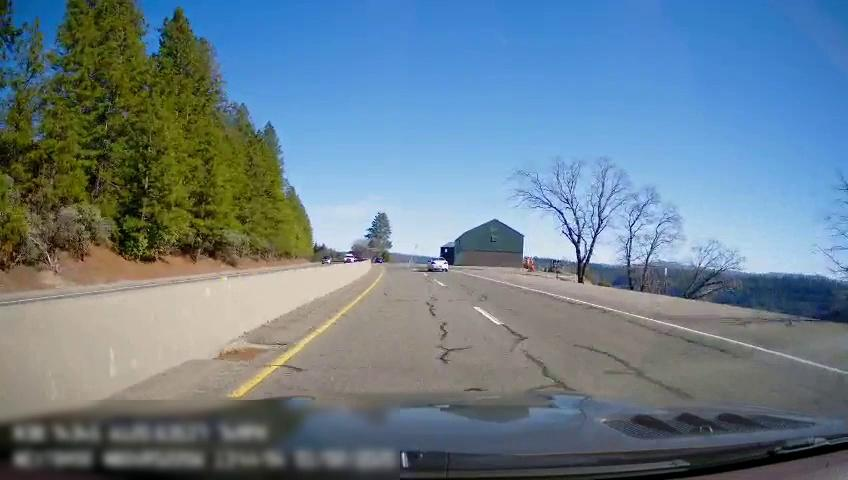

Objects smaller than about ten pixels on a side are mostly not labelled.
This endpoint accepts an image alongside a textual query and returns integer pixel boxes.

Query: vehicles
[321,255,332,265]
[344,253,355,263]
[428,257,448,272]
